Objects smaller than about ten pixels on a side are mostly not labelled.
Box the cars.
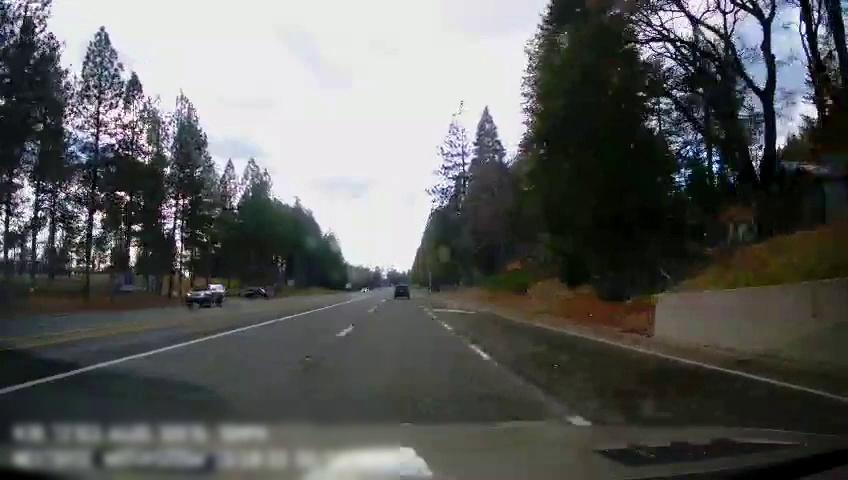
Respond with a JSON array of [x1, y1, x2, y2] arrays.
[[242, 287, 269, 300]]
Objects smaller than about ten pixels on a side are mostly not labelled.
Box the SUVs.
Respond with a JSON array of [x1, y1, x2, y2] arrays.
[[394, 285, 410, 300], [183, 284, 227, 309]]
